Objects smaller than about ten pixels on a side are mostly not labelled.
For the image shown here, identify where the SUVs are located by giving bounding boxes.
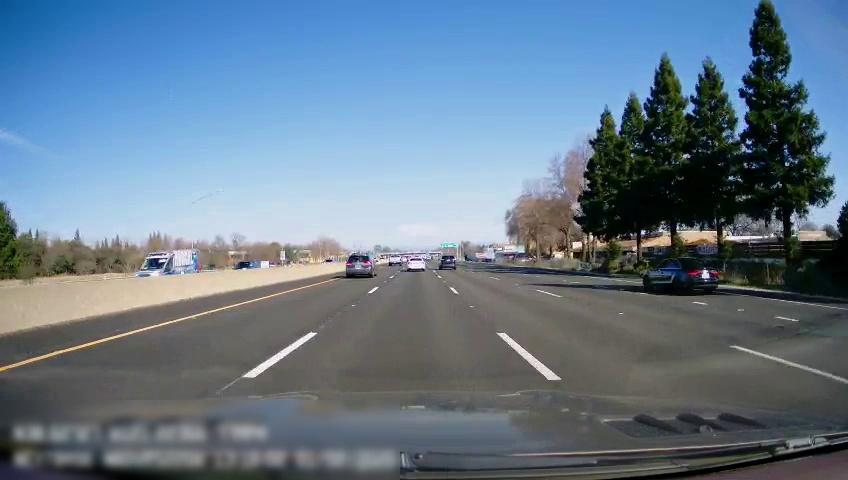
[438,255,457,270]
[344,253,376,279]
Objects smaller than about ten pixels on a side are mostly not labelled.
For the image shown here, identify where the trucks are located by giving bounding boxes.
[388,254,402,267]
[134,249,201,278]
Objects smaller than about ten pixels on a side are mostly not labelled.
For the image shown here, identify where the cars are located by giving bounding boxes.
[407,257,426,272]
[642,258,720,296]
